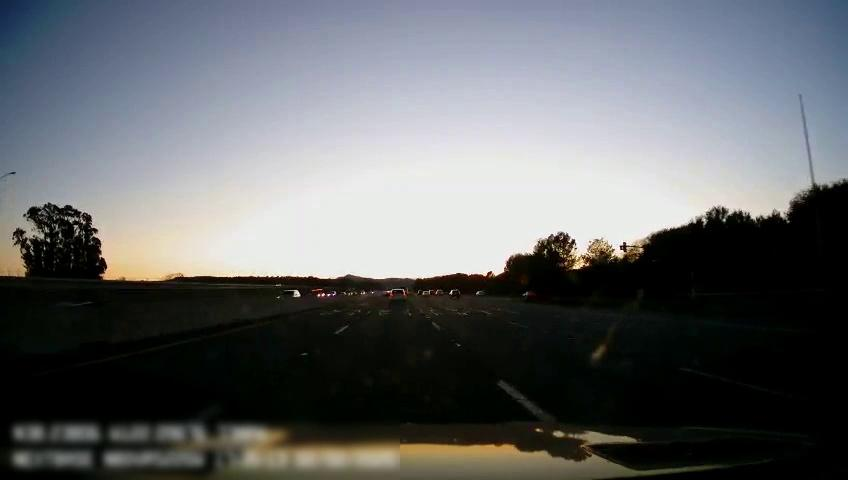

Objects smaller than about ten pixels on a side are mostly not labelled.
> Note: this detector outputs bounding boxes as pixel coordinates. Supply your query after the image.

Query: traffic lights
[622,241,628,253]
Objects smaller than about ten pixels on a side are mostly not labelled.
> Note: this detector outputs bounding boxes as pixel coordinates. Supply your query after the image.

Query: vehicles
[522,290,538,298]
[276,289,302,298]
[388,288,407,304]
[448,289,461,298]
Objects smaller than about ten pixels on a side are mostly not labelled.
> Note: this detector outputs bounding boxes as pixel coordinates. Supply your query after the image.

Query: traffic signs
[520,273,528,284]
